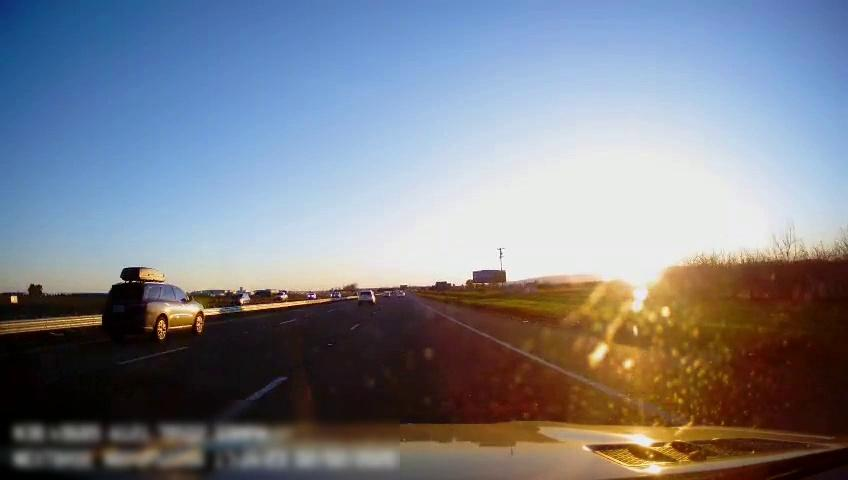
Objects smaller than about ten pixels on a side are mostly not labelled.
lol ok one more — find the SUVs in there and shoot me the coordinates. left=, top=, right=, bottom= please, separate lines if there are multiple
left=357, top=289, right=376, bottom=306
left=101, top=266, right=207, bottom=345
left=230, top=292, right=251, bottom=306
left=272, top=291, right=289, bottom=303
